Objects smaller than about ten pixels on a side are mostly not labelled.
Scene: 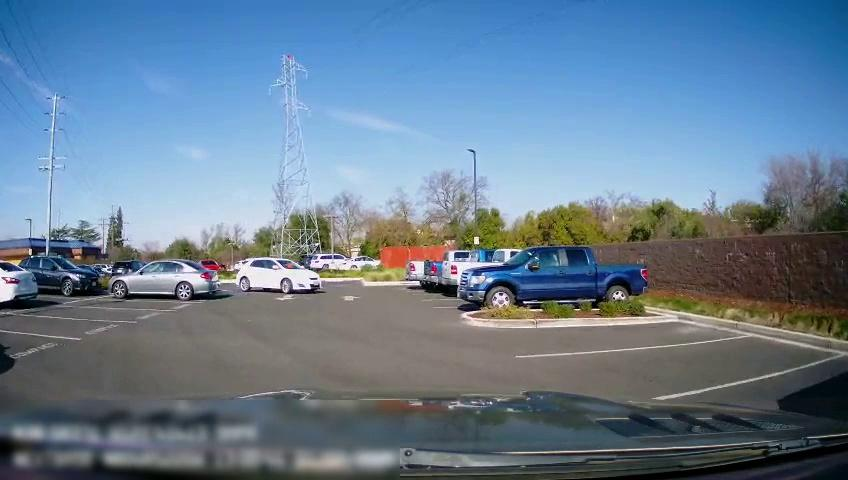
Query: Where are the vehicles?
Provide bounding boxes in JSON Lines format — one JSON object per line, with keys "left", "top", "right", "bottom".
{"left": 112, "top": 261, "right": 143, "bottom": 277}
{"left": 300, "top": 256, "right": 313, "bottom": 270}
{"left": 76, "top": 265, "right": 106, "bottom": 279}
{"left": 236, "top": 258, "right": 321, "bottom": 295}
{"left": 0, "top": 260, "right": 39, "bottom": 305}
{"left": 108, "top": 260, "right": 218, "bottom": 301}
{"left": 16, "top": 255, "right": 98, "bottom": 297}
{"left": 194, "top": 259, "right": 221, "bottom": 273}
{"left": 423, "top": 249, "right": 499, "bottom": 292}
{"left": 405, "top": 250, "right": 473, "bottom": 289}
{"left": 442, "top": 249, "right": 523, "bottom": 286}
{"left": 234, "top": 260, "right": 251, "bottom": 272}
{"left": 339, "top": 256, "right": 384, "bottom": 271}
{"left": 459, "top": 245, "right": 649, "bottom": 316}
{"left": 95, "top": 264, "right": 113, "bottom": 274}
{"left": 310, "top": 254, "right": 349, "bottom": 272}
